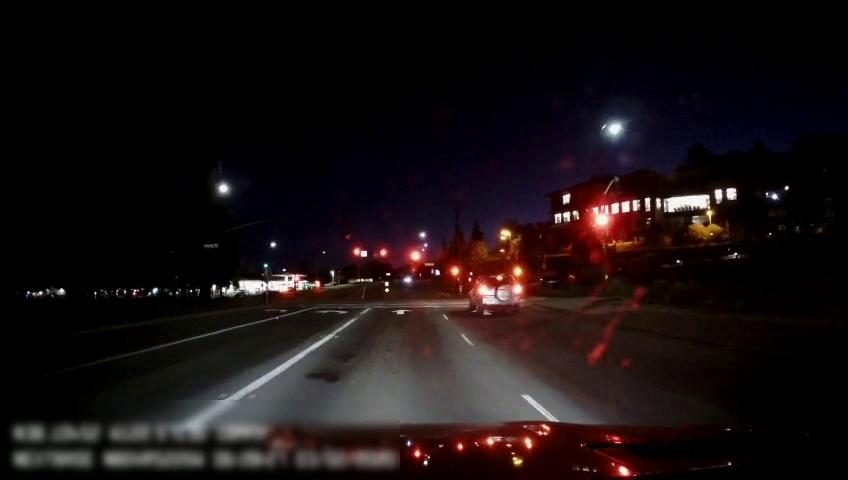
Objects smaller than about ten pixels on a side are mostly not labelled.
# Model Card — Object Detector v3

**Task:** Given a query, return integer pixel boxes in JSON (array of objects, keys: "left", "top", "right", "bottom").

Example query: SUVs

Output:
[{"left": 468, "top": 273, "right": 521, "bottom": 317}]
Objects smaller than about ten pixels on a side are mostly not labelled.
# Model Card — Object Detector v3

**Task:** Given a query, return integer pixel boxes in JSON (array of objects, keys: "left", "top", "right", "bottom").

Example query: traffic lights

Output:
[
  {"left": 354, "top": 246, "right": 361, "bottom": 260},
  {"left": 380, "top": 247, "right": 388, "bottom": 260},
  {"left": 597, "top": 214, "right": 606, "bottom": 231},
  {"left": 413, "top": 251, "right": 421, "bottom": 266}
]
